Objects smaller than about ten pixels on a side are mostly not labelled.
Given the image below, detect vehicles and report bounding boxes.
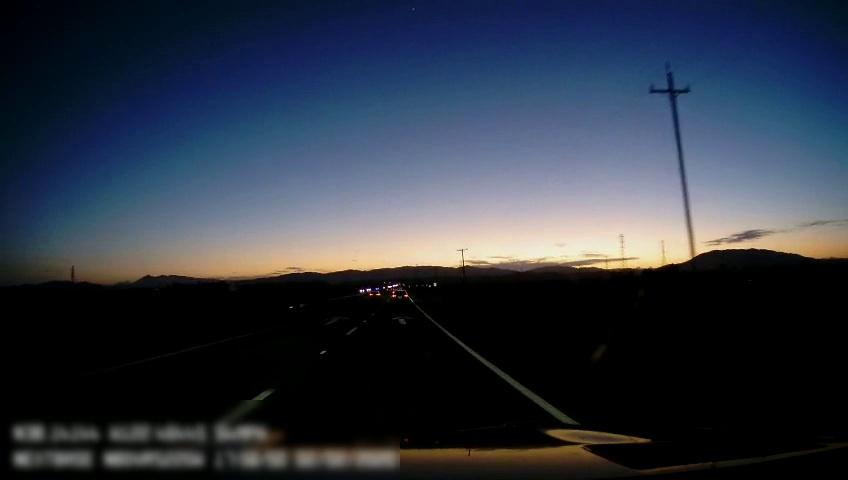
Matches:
[368,290,382,300]
[391,290,409,305]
